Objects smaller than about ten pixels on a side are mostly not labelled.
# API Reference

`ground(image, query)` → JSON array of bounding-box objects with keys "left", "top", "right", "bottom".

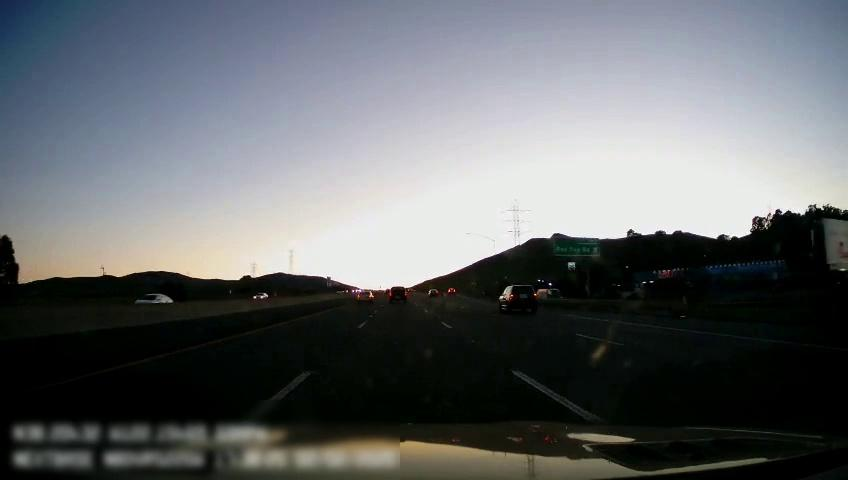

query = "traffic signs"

[{"left": 553, "top": 237, "right": 600, "bottom": 257}]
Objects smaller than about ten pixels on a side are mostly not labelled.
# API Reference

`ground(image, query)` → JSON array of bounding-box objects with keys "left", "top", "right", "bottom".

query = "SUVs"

[
  {"left": 389, "top": 286, "right": 407, "bottom": 304},
  {"left": 498, "top": 285, "right": 538, "bottom": 313}
]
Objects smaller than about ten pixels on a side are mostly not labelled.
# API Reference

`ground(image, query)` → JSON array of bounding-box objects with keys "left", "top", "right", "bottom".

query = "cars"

[
  {"left": 357, "top": 291, "right": 375, "bottom": 304},
  {"left": 252, "top": 292, "right": 269, "bottom": 300},
  {"left": 134, "top": 294, "right": 174, "bottom": 304}
]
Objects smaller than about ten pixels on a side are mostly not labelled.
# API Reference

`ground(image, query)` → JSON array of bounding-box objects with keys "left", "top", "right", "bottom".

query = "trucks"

[{"left": 536, "top": 288, "right": 562, "bottom": 301}]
